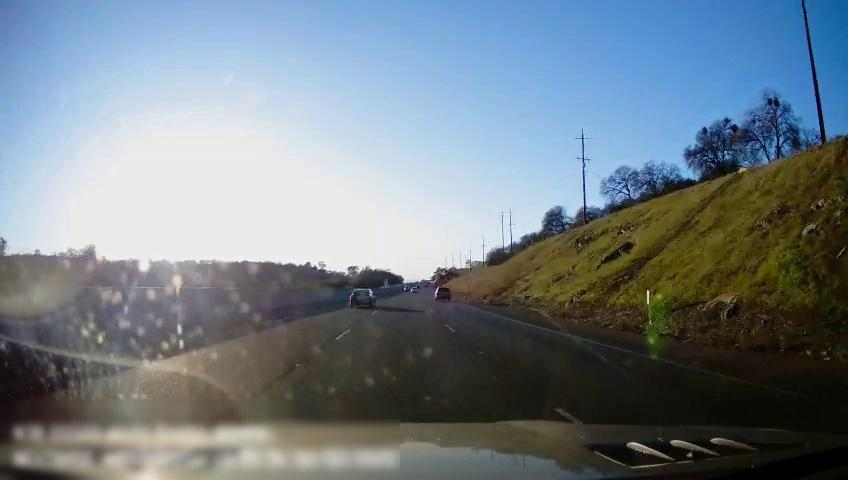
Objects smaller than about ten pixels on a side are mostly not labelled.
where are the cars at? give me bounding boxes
[349,288,377,309]
[434,287,451,302]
